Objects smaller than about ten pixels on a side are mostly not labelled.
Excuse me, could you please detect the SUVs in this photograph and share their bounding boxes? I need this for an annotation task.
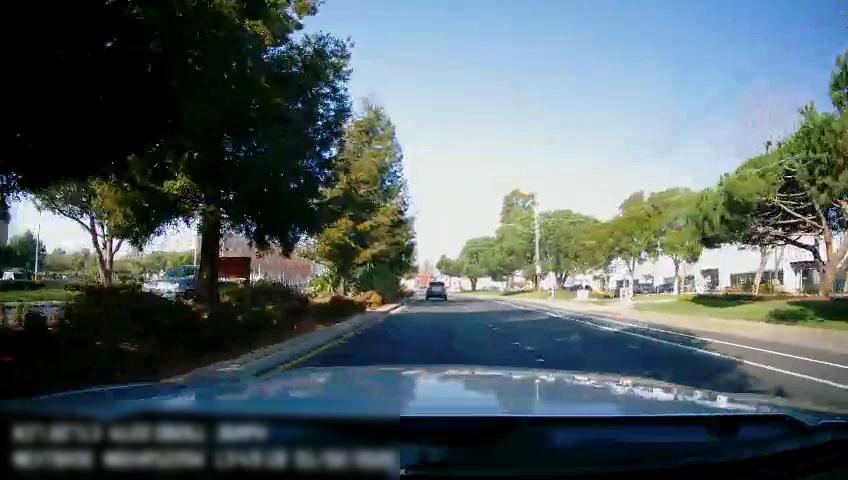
[425,281,448,301]
[142,265,233,305]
